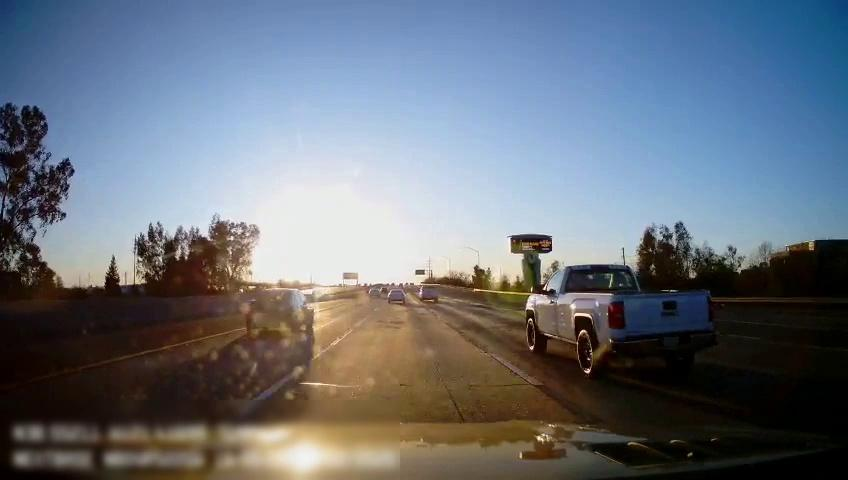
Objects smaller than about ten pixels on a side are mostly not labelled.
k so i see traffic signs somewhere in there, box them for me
[415,269,427,275]
[343,272,358,280]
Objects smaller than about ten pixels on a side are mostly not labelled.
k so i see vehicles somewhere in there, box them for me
[525,262,719,383]
[418,284,438,302]
[379,286,388,294]
[368,288,382,298]
[387,289,406,305]
[247,288,316,342]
